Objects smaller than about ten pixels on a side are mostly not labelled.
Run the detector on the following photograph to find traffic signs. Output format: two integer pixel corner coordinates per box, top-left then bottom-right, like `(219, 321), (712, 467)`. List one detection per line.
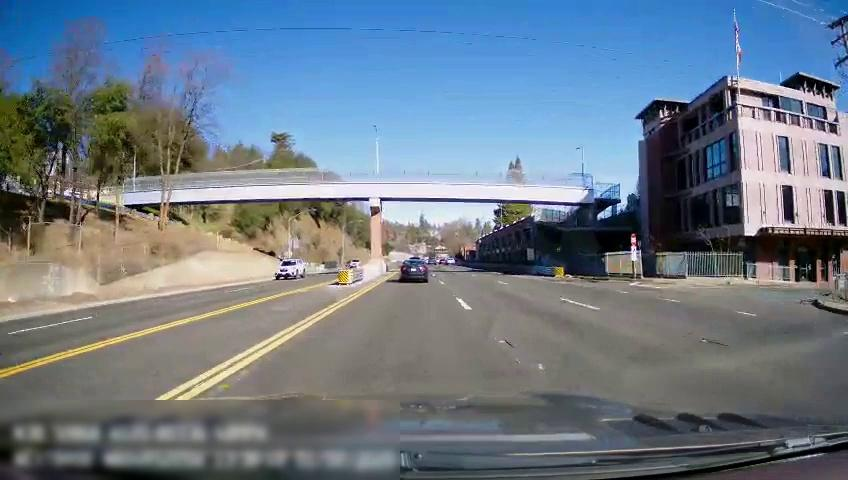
(630, 248), (637, 261)
(555, 267), (565, 278)
(337, 269), (352, 285)
(630, 233), (637, 249)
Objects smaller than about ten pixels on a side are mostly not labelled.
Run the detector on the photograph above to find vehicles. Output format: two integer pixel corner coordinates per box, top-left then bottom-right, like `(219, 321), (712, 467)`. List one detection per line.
(401, 259), (429, 282)
(409, 256), (421, 260)
(445, 256), (457, 265)
(272, 258), (305, 280)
